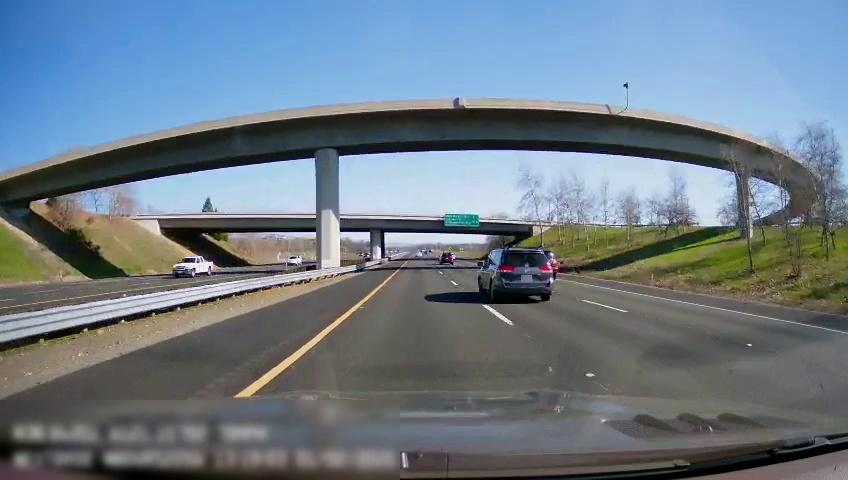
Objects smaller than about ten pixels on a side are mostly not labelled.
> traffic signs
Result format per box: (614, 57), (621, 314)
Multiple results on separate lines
(444, 213), (480, 229)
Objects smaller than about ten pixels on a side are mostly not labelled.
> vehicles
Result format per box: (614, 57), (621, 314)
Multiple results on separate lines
(171, 256), (214, 278)
(287, 255), (303, 267)
(476, 247), (553, 304)
(440, 253), (454, 265)
(542, 249), (560, 279)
